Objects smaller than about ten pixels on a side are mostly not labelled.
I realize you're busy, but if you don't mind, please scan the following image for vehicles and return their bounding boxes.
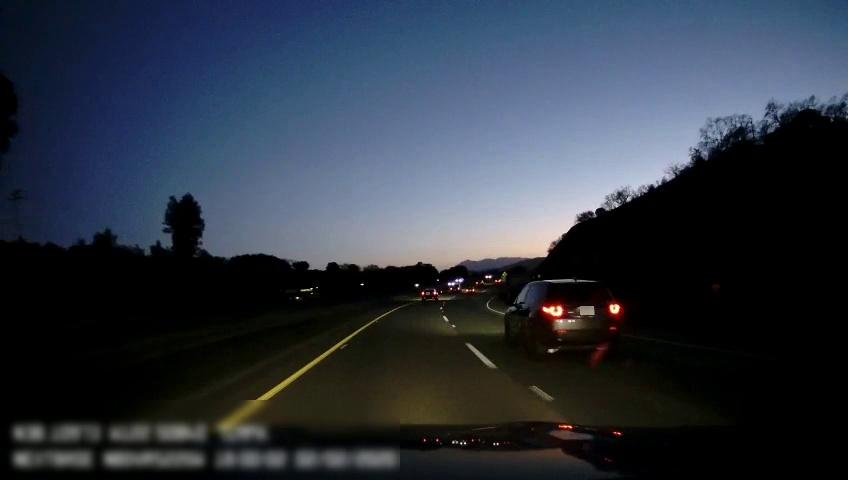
[504,278,623,350]
[449,286,462,296]
[466,287,478,297]
[422,288,439,302]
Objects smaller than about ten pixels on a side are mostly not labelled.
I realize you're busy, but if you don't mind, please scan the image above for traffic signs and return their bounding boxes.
[710,282,721,294]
